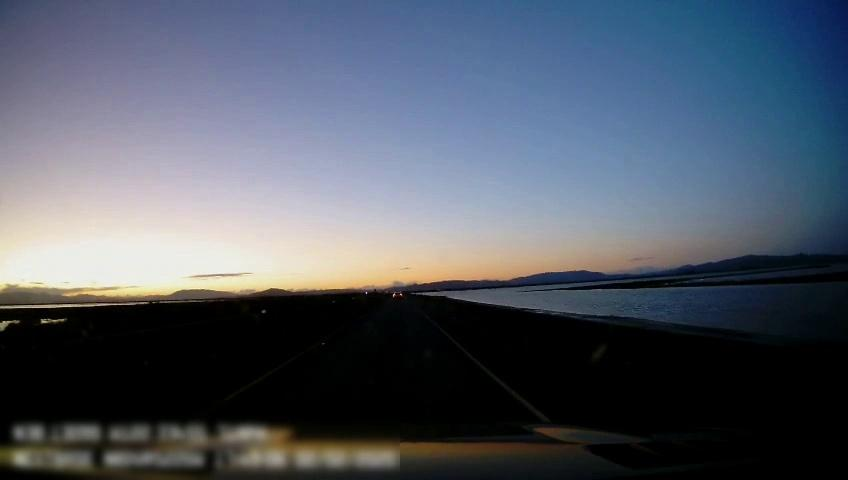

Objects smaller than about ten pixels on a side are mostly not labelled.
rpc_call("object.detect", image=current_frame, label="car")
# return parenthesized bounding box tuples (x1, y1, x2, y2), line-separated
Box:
(392, 291, 404, 300)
